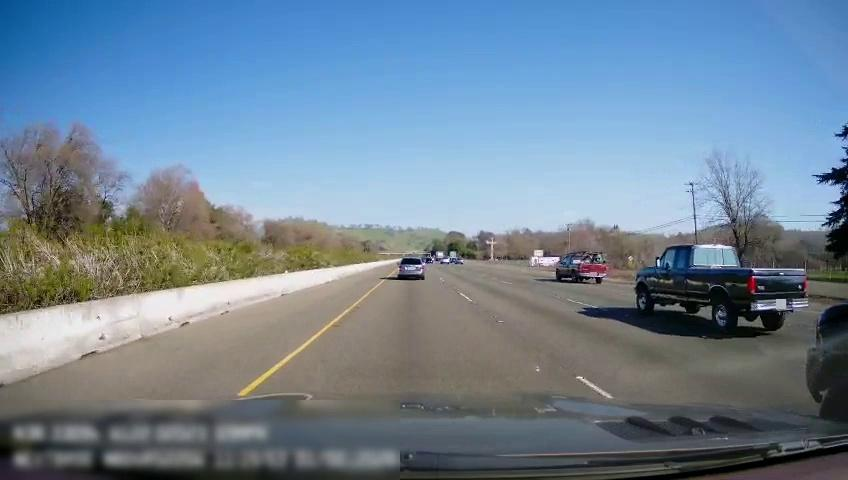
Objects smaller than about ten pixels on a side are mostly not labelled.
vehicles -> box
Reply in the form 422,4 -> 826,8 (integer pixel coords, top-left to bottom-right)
454,257 -> 464,264
634,245 -> 809,332
435,251 -> 445,262
555,249 -> 608,285
803,302 -> 848,423
396,256 -> 425,281
440,256 -> 450,265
